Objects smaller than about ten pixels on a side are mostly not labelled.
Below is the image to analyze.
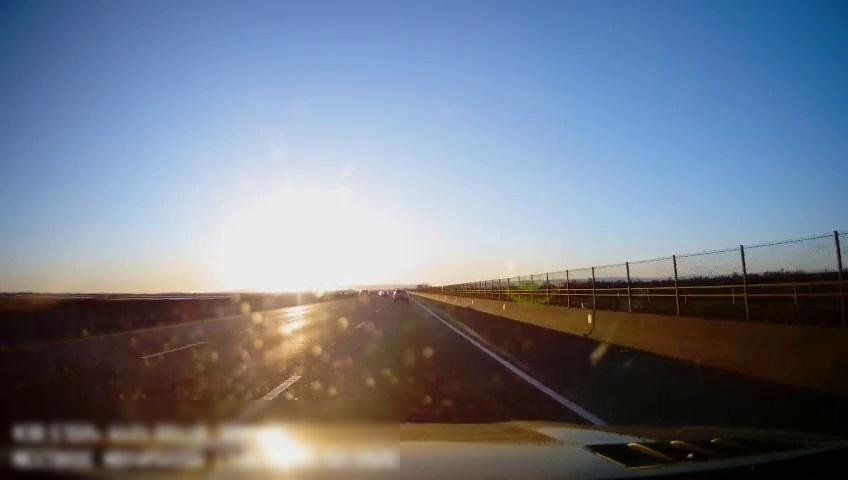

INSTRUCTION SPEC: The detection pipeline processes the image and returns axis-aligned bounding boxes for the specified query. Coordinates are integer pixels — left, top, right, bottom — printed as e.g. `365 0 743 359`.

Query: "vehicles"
360 290 371 298
392 288 410 304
